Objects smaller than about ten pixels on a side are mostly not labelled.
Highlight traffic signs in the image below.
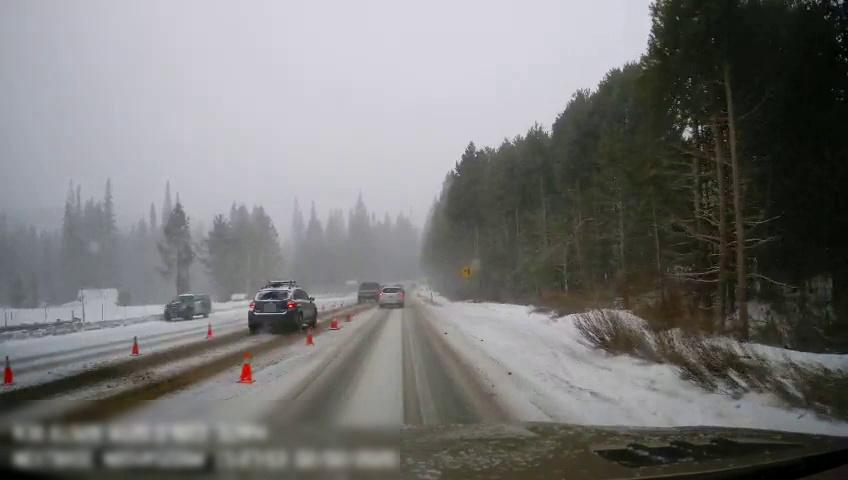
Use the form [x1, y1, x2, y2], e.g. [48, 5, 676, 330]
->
[460, 263, 476, 280]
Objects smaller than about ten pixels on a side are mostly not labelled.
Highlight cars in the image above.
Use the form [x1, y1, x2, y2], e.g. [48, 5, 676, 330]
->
[378, 285, 405, 309]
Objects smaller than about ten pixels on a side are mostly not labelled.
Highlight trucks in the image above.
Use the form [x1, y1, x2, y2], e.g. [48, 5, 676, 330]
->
[357, 281, 385, 304]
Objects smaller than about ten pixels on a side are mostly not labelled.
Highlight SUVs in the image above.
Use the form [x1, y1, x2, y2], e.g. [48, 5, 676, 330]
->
[163, 292, 211, 322]
[247, 279, 319, 334]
